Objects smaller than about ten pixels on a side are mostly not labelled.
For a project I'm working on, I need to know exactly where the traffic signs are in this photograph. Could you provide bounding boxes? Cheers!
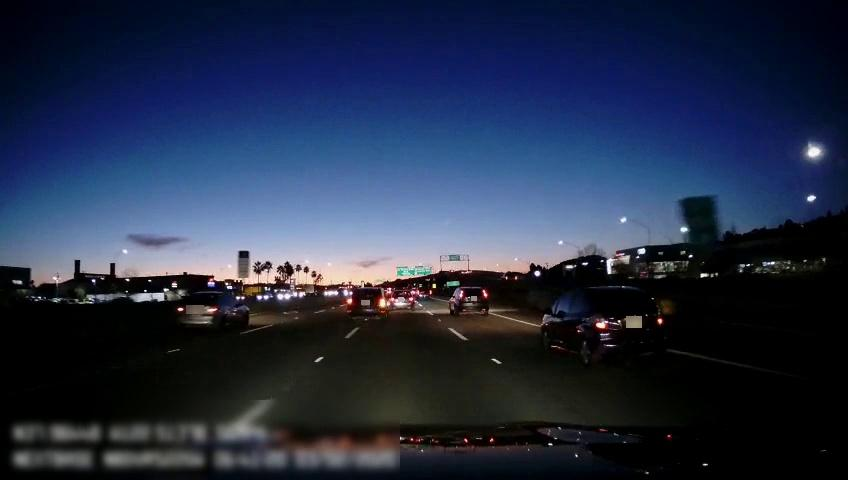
[397,266,429,276]
[448,253,461,262]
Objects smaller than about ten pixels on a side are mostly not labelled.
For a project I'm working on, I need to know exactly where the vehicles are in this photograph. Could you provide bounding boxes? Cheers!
[388,289,415,313]
[173,290,250,337]
[540,285,667,368]
[346,287,394,325]
[416,287,432,300]
[448,286,489,316]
